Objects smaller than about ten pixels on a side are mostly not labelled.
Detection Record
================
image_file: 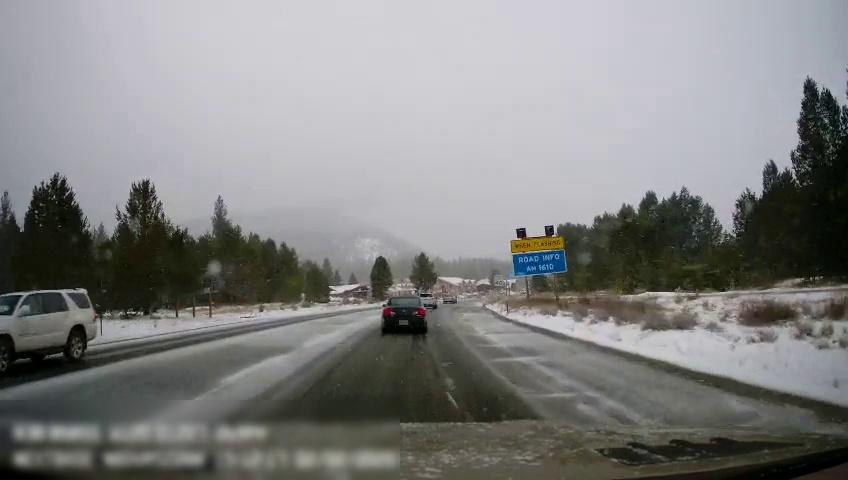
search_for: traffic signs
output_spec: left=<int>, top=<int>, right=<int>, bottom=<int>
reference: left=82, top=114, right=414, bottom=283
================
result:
left=510, top=237, right=565, bottom=253
left=512, top=252, right=567, bottom=277
left=494, top=275, right=504, bottom=287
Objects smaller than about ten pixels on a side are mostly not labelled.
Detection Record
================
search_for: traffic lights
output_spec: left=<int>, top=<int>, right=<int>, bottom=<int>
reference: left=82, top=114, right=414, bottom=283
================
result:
left=544, top=225, right=554, bottom=236
left=516, top=228, right=527, bottom=238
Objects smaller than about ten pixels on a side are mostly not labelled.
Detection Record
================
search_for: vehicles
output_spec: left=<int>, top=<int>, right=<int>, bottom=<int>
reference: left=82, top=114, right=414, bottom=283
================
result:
left=0, top=289, right=96, bottom=379
left=381, top=296, right=430, bottom=336
left=417, top=293, right=437, bottom=309
left=442, top=294, right=457, bottom=304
